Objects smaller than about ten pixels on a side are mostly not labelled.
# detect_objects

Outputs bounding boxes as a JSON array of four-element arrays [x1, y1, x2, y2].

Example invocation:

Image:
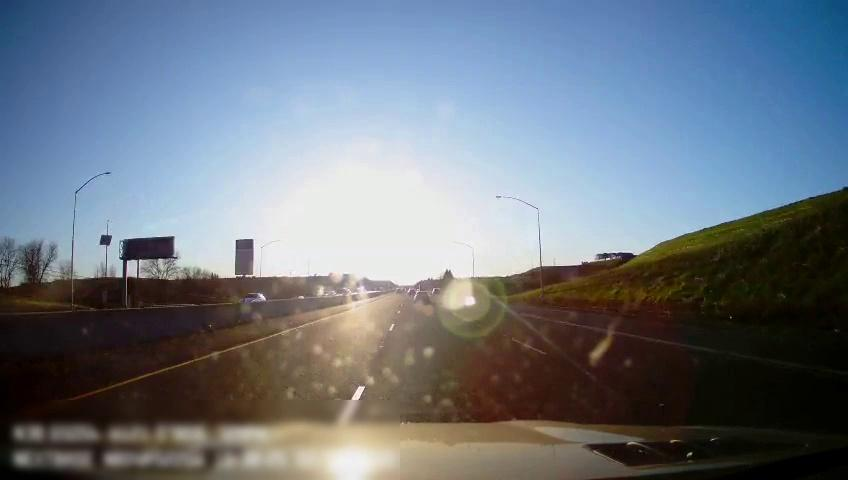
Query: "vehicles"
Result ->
[[414, 290, 429, 303], [237, 293, 266, 304]]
